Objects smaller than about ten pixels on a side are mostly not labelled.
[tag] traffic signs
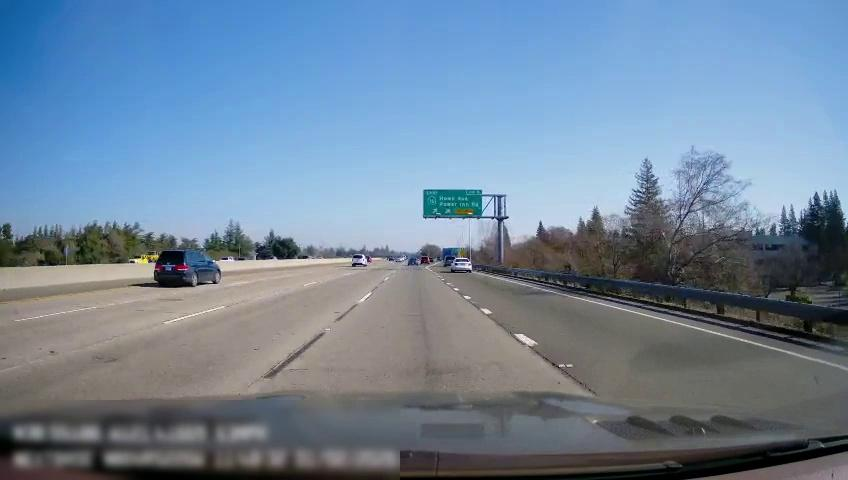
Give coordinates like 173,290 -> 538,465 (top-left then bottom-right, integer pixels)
422,189 -> 483,218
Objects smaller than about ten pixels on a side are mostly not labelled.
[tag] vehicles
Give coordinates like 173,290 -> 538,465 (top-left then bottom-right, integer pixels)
218,256 -> 236,262
128,251 -> 162,264
350,253 -> 370,268
442,248 -> 453,257
442,256 -> 455,267
451,256 -> 473,273
419,255 -> 430,264
152,249 -> 222,289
